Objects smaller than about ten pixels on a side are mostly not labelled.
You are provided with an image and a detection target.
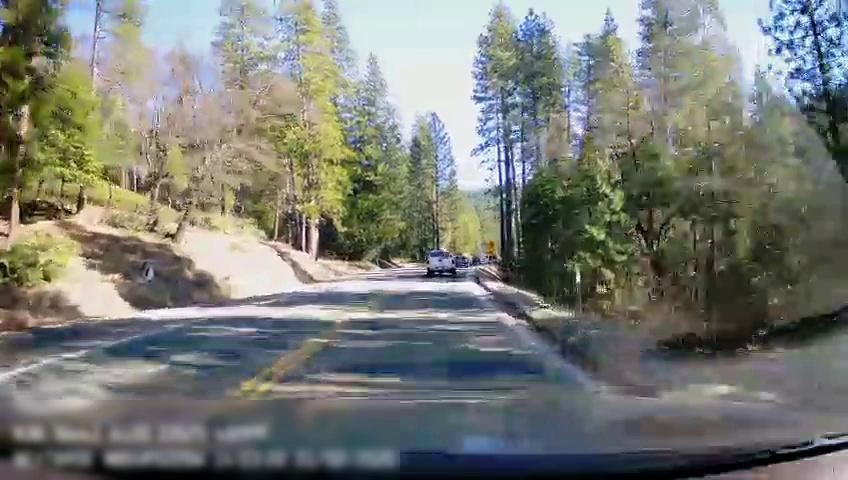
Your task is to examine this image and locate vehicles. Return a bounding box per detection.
[426,248,458,276]
[453,255,467,268]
